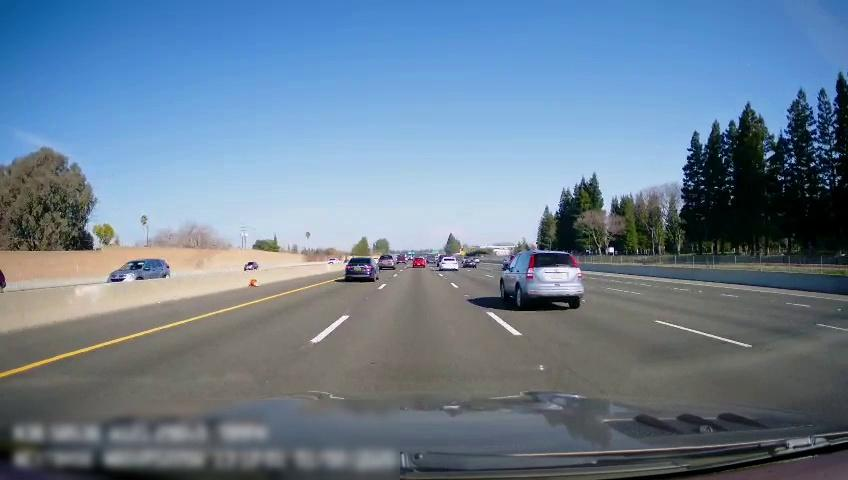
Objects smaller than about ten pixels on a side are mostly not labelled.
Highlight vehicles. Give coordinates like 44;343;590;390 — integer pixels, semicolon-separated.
438;257;459;272
243;261;259;272
0;267;6;294
106;257;171;284
462;259;477;269
499;250;585;311
378;255;396;271
437;255;447;267
345;256;382;283
396;254;408;265
412;257;426;269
